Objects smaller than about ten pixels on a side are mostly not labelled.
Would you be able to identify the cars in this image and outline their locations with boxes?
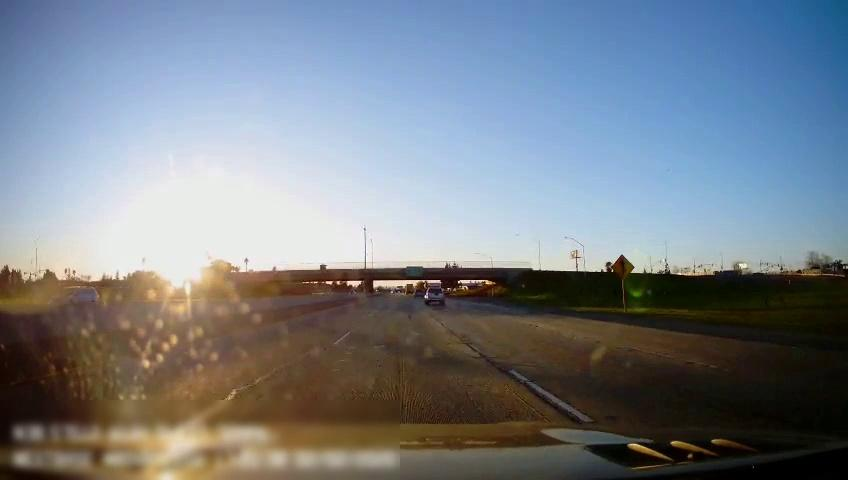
[48,286,99,304]
[413,289,425,299]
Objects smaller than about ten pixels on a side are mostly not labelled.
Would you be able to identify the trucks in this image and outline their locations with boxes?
[406,284,413,295]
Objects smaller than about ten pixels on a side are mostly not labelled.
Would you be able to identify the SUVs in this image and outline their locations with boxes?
[423,287,445,306]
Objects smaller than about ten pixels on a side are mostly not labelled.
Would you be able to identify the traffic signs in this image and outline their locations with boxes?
[611,253,635,281]
[406,266,423,277]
